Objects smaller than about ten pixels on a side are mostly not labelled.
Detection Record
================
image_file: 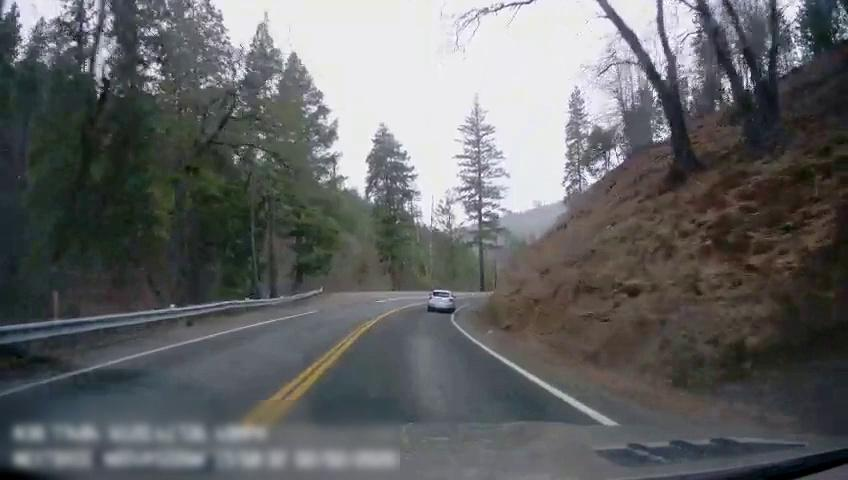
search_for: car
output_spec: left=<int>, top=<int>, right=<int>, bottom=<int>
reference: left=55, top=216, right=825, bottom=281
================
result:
left=427, top=289, right=456, bottom=312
